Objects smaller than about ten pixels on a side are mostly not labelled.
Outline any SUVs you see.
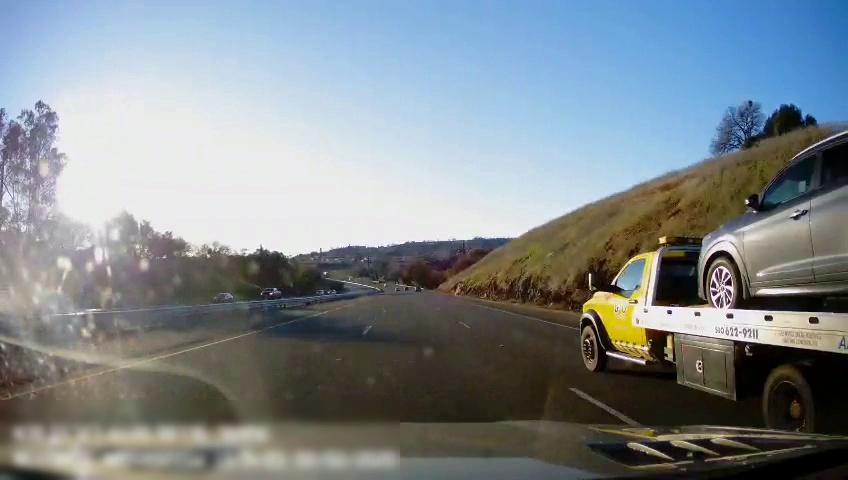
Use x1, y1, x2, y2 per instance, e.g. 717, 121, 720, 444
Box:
213, 293, 233, 304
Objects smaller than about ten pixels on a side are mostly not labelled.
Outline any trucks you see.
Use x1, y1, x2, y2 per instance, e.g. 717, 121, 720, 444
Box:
579, 129, 848, 434
260, 288, 282, 301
